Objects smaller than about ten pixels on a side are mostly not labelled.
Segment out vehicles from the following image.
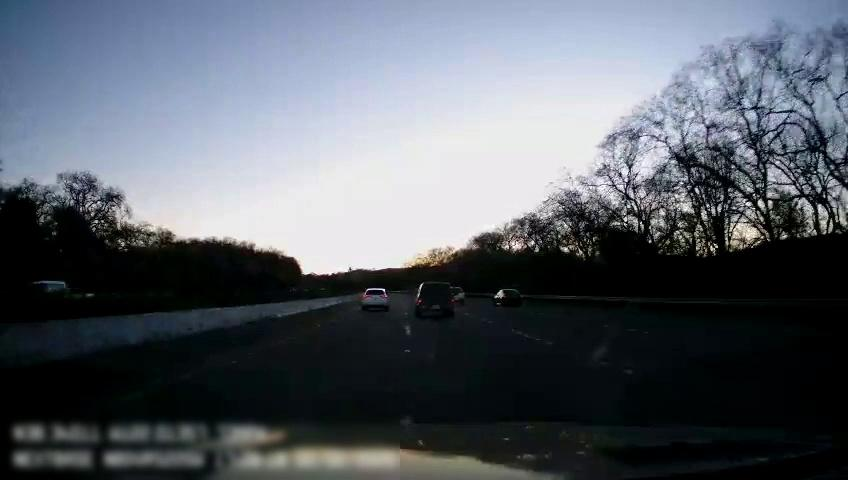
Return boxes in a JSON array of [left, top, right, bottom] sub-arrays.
[[451, 287, 464, 305], [492, 289, 522, 308], [415, 281, 455, 318], [361, 288, 389, 312]]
